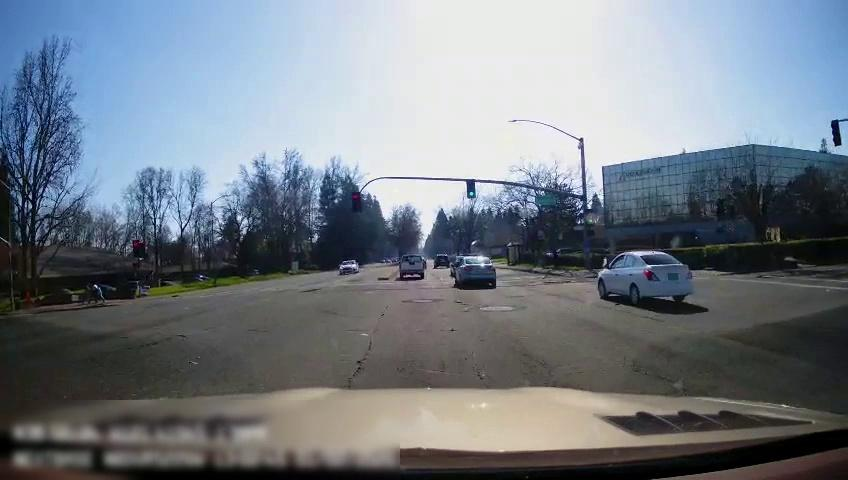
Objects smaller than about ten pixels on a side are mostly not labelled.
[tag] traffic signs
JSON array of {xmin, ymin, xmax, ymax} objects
[{"xmin": 541, "ymin": 194, "xmax": 560, "ymax": 205}]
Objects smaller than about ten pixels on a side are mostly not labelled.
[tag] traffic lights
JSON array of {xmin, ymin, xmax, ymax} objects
[
  {"xmin": 465, "ymin": 179, "xmax": 476, "ymax": 200},
  {"xmin": 830, "ymin": 119, "xmax": 842, "ymax": 147},
  {"xmin": 132, "ymin": 239, "xmax": 142, "ymax": 255},
  {"xmin": 352, "ymin": 191, "xmax": 360, "ymax": 209}
]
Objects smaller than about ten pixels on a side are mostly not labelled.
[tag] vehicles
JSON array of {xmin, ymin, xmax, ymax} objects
[
  {"xmin": 340, "ymin": 260, "xmax": 359, "ymax": 274},
  {"xmin": 455, "ymin": 256, "xmax": 497, "ymax": 288},
  {"xmin": 422, "ymin": 257, "xmax": 427, "ymax": 269},
  {"xmin": 399, "ymin": 254, "xmax": 424, "ymax": 279},
  {"xmin": 433, "ymin": 254, "xmax": 450, "ymax": 269},
  {"xmin": 597, "ymin": 252, "xmax": 690, "ymax": 307},
  {"xmin": 450, "ymin": 256, "xmax": 464, "ymax": 277}
]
